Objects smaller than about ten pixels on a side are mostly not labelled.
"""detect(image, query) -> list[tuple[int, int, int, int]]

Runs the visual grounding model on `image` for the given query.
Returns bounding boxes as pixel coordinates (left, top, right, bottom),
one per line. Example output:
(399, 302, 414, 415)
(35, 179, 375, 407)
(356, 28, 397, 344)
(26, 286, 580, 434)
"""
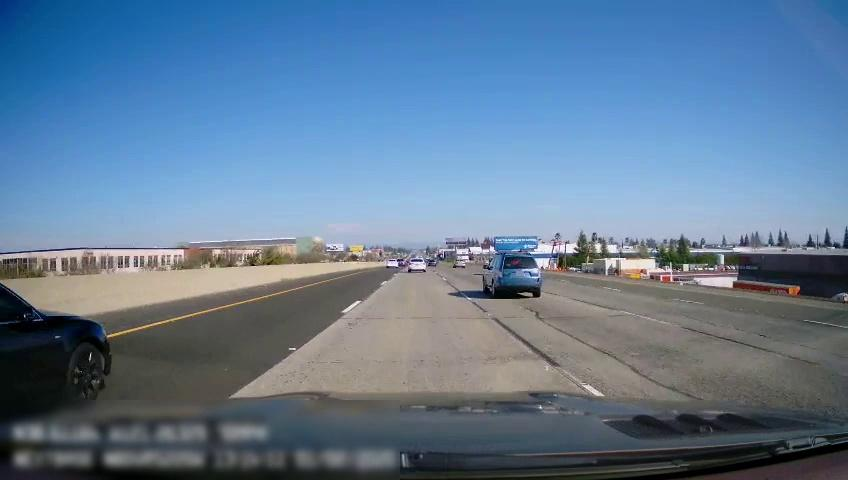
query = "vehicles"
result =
(407, 257, 427, 273)
(385, 258, 399, 269)
(0, 280, 112, 411)
(452, 260, 466, 269)
(483, 250, 544, 299)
